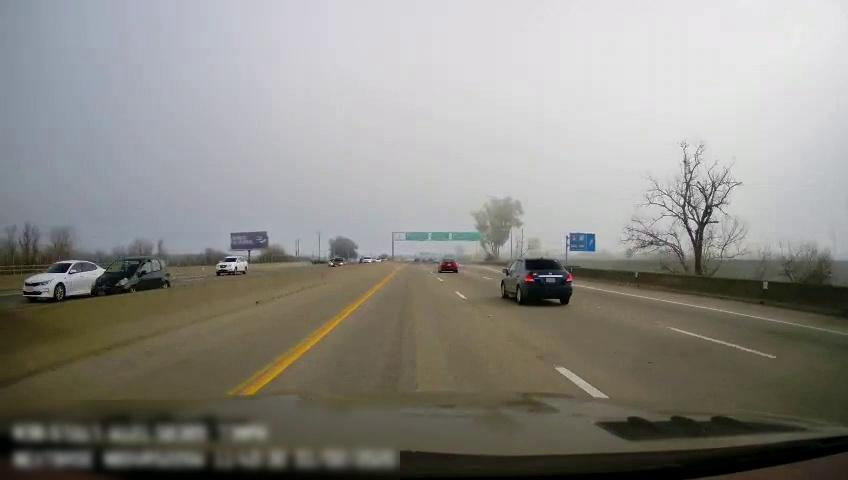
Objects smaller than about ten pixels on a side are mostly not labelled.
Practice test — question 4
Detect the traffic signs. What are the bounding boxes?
[405,231,429,241]
[452,231,481,241]
[569,232,596,252]
[431,231,451,241]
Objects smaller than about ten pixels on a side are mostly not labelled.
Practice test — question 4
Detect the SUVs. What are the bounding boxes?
[359,256,374,265]
[215,255,249,276]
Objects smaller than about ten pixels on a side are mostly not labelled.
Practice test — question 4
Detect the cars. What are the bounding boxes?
[22,260,107,302]
[329,257,347,267]
[90,254,171,298]
[498,258,574,306]
[438,259,458,273]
